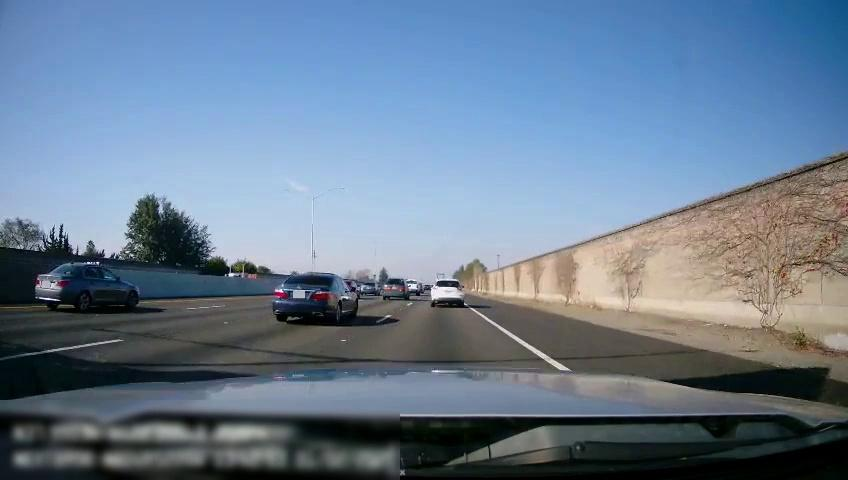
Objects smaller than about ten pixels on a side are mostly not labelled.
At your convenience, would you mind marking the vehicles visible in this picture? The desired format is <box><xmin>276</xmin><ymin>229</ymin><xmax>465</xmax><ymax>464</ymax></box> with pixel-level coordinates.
<box><xmin>271</xmin><ymin>272</ymin><xmax>359</xmax><ymax>325</ymax></box>
<box><xmin>224</xmin><ymin>272</ymin><xmax>256</xmax><ymax>281</ymax></box>
<box><xmin>35</xmin><ymin>263</ymin><xmax>141</xmax><ymax>314</ymax></box>
<box><xmin>430</xmin><ymin>279</ymin><xmax>465</xmax><ymax>308</ymax></box>
<box><xmin>406</xmin><ymin>280</ymin><xmax>421</xmax><ymax>296</ymax></box>
<box><xmin>361</xmin><ymin>282</ymin><xmax>381</xmax><ymax>296</ymax></box>
<box><xmin>343</xmin><ymin>279</ymin><xmax>361</xmax><ymax>299</ymax></box>
<box><xmin>382</xmin><ymin>278</ymin><xmax>411</xmax><ymax>300</ymax></box>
